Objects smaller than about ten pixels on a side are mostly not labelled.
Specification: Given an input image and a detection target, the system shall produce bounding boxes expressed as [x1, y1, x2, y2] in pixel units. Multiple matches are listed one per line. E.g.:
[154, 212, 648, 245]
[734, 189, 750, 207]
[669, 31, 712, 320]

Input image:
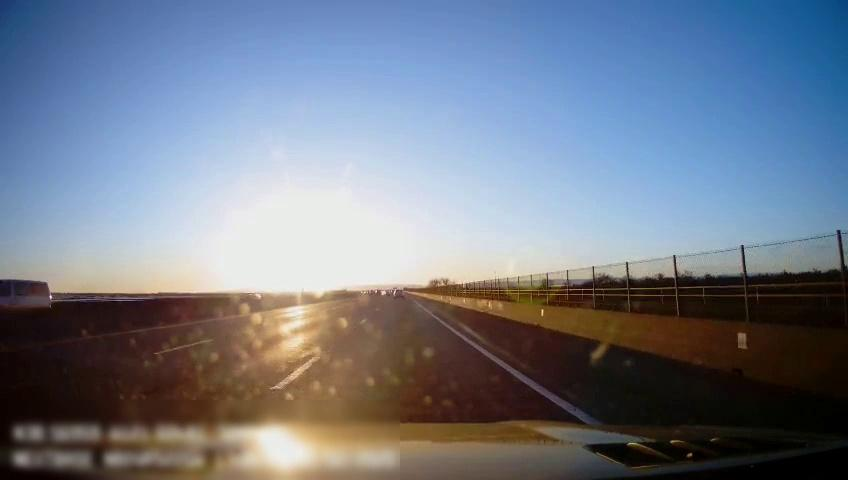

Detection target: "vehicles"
[0, 279, 52, 311]
[239, 292, 261, 301]
[393, 289, 405, 299]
